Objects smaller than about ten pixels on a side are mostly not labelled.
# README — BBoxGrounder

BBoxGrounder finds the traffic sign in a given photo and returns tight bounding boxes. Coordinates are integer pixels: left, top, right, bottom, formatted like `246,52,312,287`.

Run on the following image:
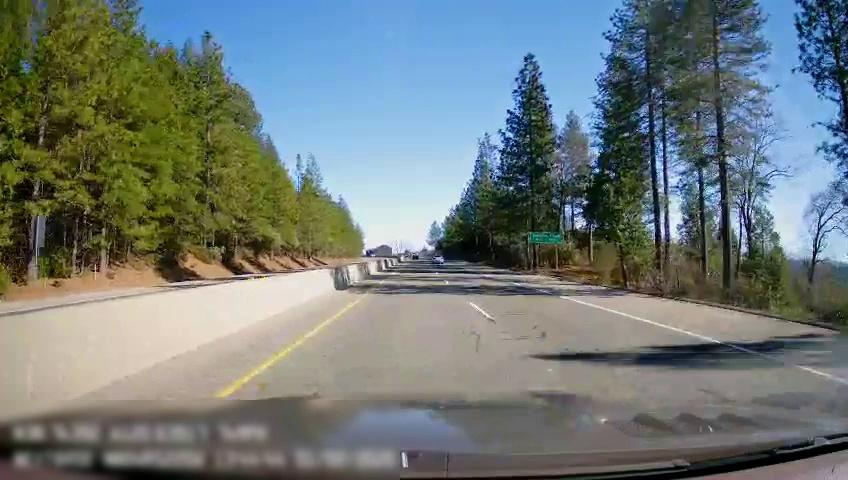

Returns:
528,231,561,245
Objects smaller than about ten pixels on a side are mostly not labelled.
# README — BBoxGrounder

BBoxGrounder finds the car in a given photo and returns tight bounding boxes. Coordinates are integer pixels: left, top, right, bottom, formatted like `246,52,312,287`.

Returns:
431,254,445,265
